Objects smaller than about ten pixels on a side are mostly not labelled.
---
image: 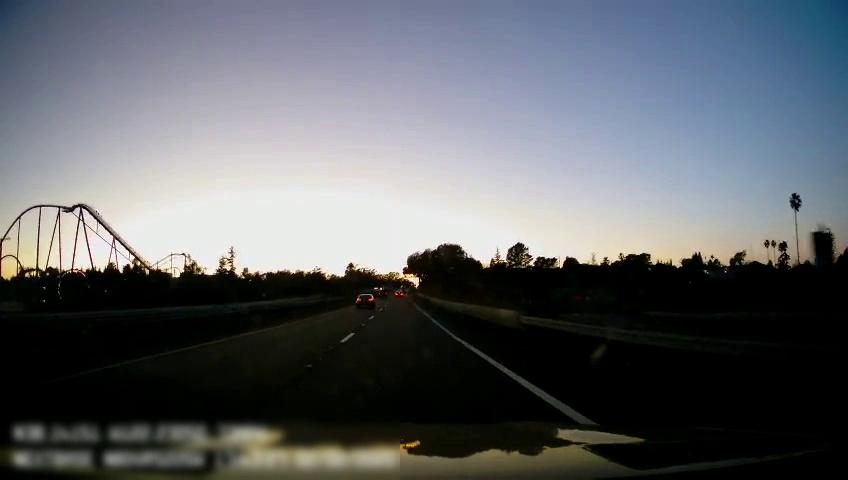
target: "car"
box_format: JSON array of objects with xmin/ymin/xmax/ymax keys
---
[{"xmin": 355, "ymin": 293, "xmax": 377, "ymax": 310}]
